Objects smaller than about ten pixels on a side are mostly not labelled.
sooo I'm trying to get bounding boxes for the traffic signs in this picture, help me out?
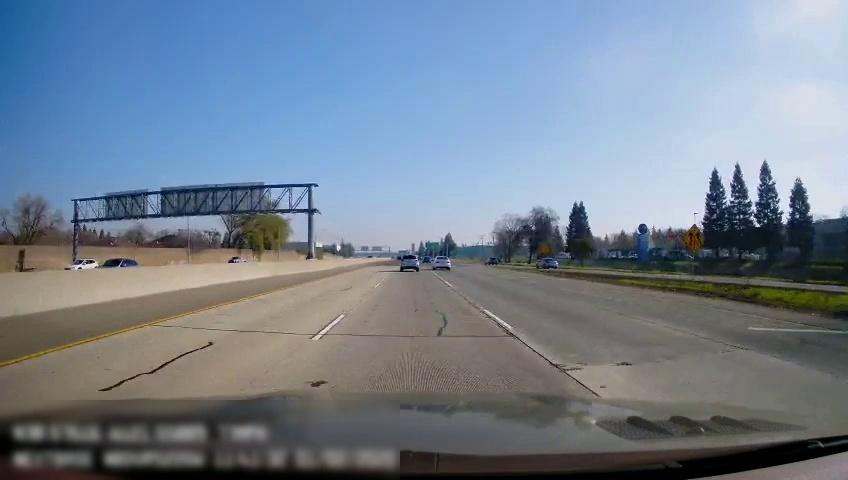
[371,245,383,251]
[160,182,272,216]
[103,188,148,218]
[425,242,439,249]
[685,223,704,254]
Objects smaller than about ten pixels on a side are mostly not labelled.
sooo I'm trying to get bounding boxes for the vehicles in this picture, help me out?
[399,255,419,271]
[432,256,451,270]
[227,256,244,265]
[94,257,145,271]
[64,258,101,271]
[484,257,499,266]
[536,258,558,269]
